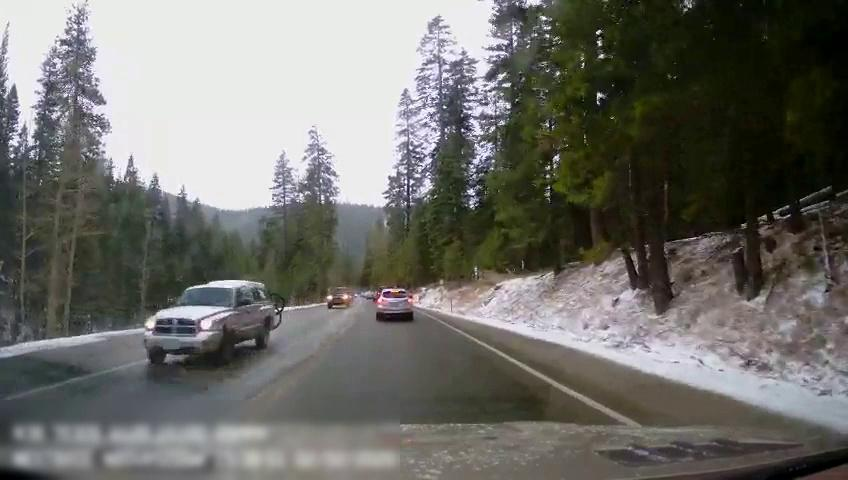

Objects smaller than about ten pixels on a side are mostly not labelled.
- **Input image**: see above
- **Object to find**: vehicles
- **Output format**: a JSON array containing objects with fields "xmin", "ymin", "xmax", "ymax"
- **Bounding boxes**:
[
  {"xmin": 142, "ymin": 280, "xmax": 275, "ymax": 366},
  {"xmin": 327, "ymin": 287, "xmax": 351, "ymax": 308},
  {"xmin": 376, "ymin": 289, "xmax": 413, "ymax": 320},
  {"xmin": 375, "ymin": 286, "xmax": 394, "ymax": 302}
]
